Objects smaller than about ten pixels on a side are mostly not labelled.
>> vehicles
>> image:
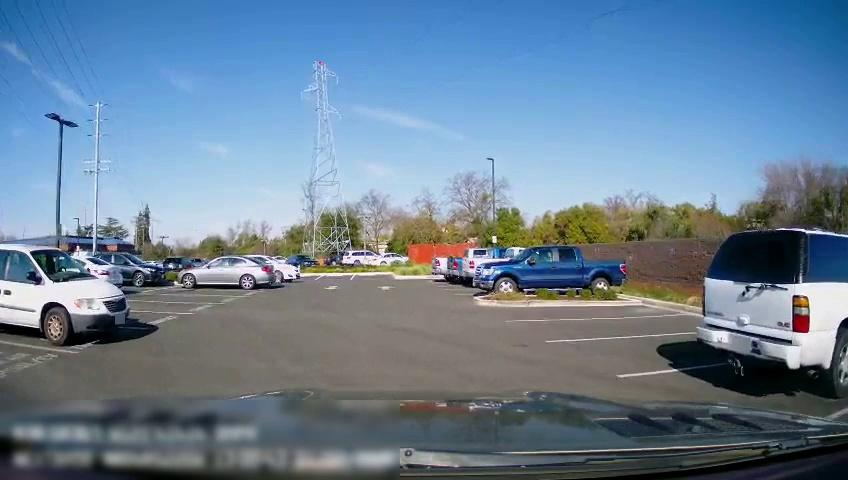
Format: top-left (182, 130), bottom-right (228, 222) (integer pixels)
top-left (693, 228), bottom-right (848, 400)
top-left (447, 248), bottom-right (508, 284)
top-left (177, 256), bottom-right (274, 290)
top-left (342, 250), bottom-right (379, 268)
top-left (473, 245), bottom-right (626, 299)
top-left (287, 255), bottom-right (321, 268)
top-left (95, 252), bottom-right (165, 288)
top-left (71, 256), bottom-right (123, 289)
top-left (464, 247), bottom-right (529, 276)
top-left (0, 244), bottom-right (130, 347)
top-left (271, 256), bottom-right (288, 265)
top-left (432, 248), bottom-right (494, 281)
top-left (371, 253), bottom-right (409, 266)
top-left (163, 257), bottom-right (193, 273)
top-left (323, 254), bottom-right (344, 267)
top-left (246, 256), bottom-right (300, 284)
